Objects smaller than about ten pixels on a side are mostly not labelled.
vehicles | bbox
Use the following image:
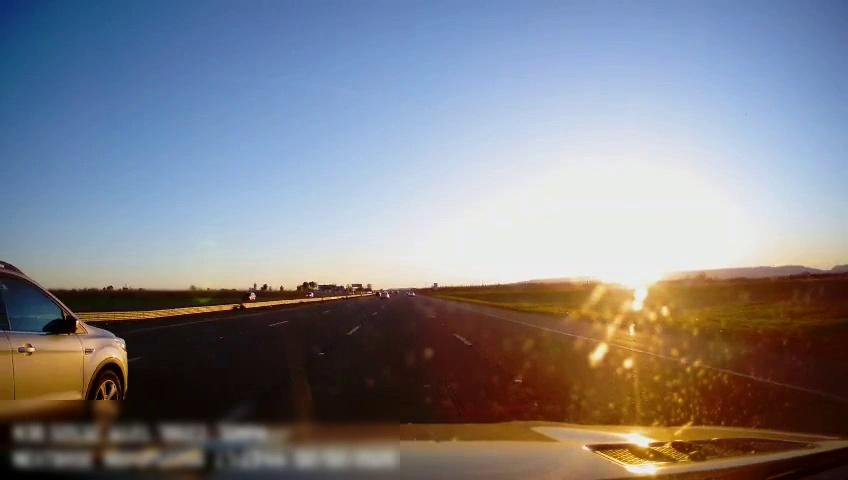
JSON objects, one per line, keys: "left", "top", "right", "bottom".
{"left": 0, "top": 260, "right": 128, "bottom": 447}
{"left": 242, "top": 292, "right": 257, "bottom": 301}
